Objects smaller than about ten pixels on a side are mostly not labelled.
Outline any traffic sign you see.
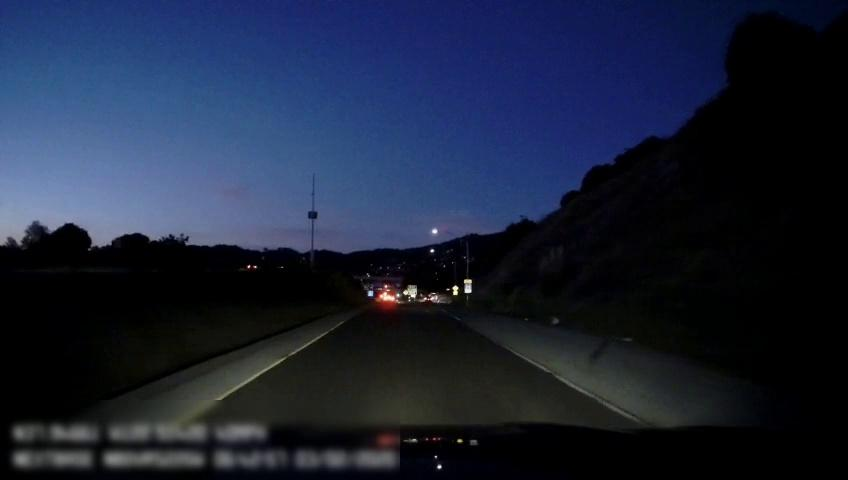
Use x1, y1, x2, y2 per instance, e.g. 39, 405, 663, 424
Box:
464, 283, 473, 294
